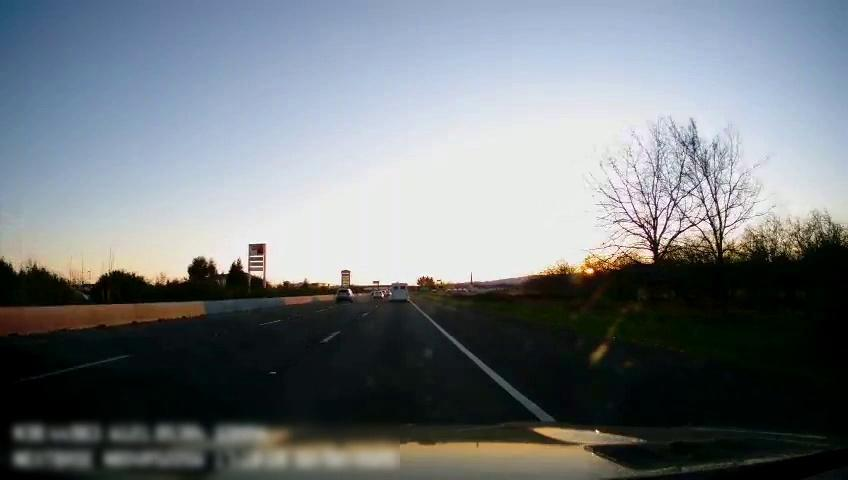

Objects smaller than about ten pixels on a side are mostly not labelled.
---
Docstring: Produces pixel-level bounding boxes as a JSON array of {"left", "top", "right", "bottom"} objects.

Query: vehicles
[
  {"left": 373, "top": 289, "right": 385, "bottom": 300},
  {"left": 388, "top": 282, "right": 410, "bottom": 304},
  {"left": 335, "top": 287, "right": 354, "bottom": 304}
]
